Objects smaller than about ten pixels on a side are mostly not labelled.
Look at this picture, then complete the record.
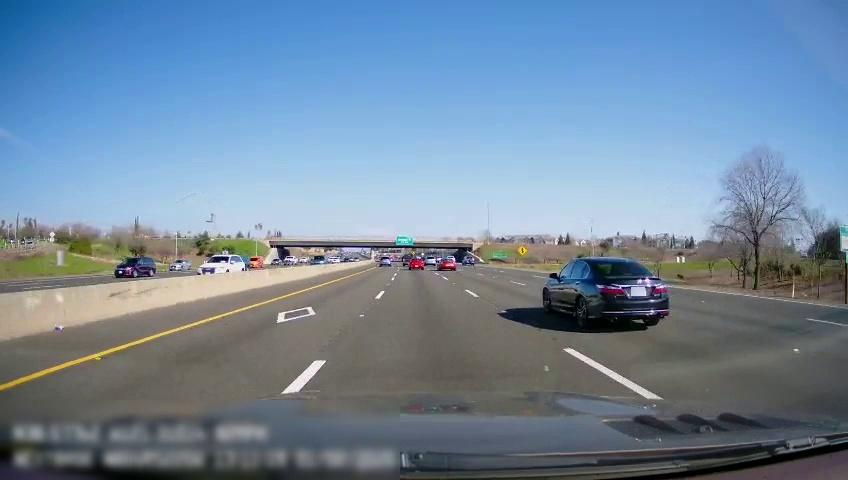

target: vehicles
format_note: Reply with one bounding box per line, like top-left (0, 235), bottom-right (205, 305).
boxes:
top-left (408, 258), bottom-right (425, 271)
top-left (250, 256), bottom-right (265, 270)
top-left (168, 259), bottom-right (191, 272)
top-left (114, 256), bottom-right (156, 279)
top-left (239, 256), bottom-right (252, 273)
top-left (379, 255), bottom-right (393, 267)
top-left (284, 256), bottom-right (299, 267)
top-left (435, 257), bottom-right (456, 272)
top-left (461, 256), bottom-right (474, 265)
top-left (309, 255), bottom-right (329, 266)
top-left (423, 256), bottom-right (436, 266)
top-left (403, 254), bottom-right (413, 267)
top-left (197, 254), bottom-right (246, 275)
top-left (541, 256), bottom-right (671, 327)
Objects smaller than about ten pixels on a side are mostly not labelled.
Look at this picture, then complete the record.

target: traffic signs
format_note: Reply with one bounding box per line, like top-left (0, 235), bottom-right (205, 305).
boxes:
top-left (517, 245), bottom-right (528, 256)
top-left (394, 234), bottom-right (414, 247)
